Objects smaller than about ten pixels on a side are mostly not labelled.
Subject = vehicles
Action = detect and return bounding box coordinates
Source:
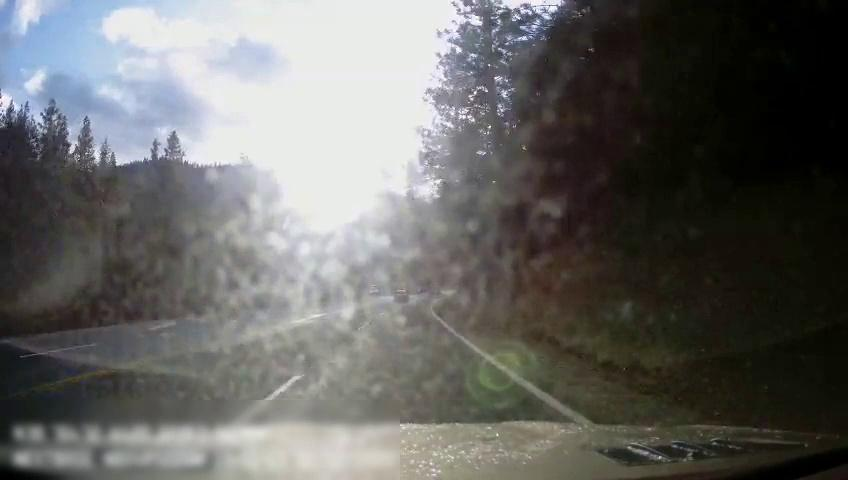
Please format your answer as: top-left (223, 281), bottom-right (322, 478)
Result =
top-left (368, 287), bottom-right (380, 296)
top-left (393, 289), bottom-right (410, 303)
